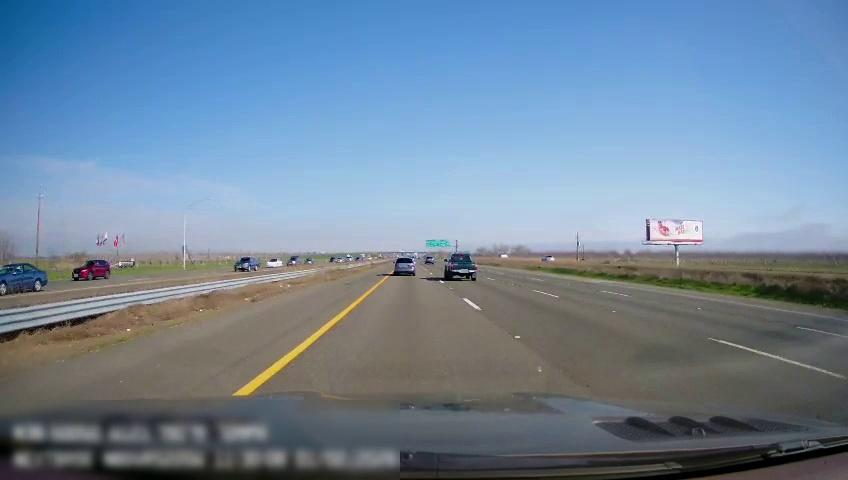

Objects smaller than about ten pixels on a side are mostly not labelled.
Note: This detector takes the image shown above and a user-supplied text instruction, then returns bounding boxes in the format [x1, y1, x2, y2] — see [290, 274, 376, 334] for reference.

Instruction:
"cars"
[0, 263, 48, 296]
[265, 258, 283, 269]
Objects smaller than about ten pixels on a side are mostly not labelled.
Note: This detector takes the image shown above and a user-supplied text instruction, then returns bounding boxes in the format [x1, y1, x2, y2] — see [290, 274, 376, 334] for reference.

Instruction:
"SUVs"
[393, 257, 416, 276]
[286, 256, 303, 267]
[233, 257, 260, 273]
[72, 259, 112, 281]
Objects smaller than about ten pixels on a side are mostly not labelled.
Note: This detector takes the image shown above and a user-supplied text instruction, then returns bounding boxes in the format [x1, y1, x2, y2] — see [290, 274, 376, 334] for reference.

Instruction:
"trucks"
[443, 252, 480, 281]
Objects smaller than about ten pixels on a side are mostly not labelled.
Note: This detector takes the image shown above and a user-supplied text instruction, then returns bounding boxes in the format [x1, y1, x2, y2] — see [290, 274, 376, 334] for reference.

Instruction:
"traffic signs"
[425, 240, 451, 250]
